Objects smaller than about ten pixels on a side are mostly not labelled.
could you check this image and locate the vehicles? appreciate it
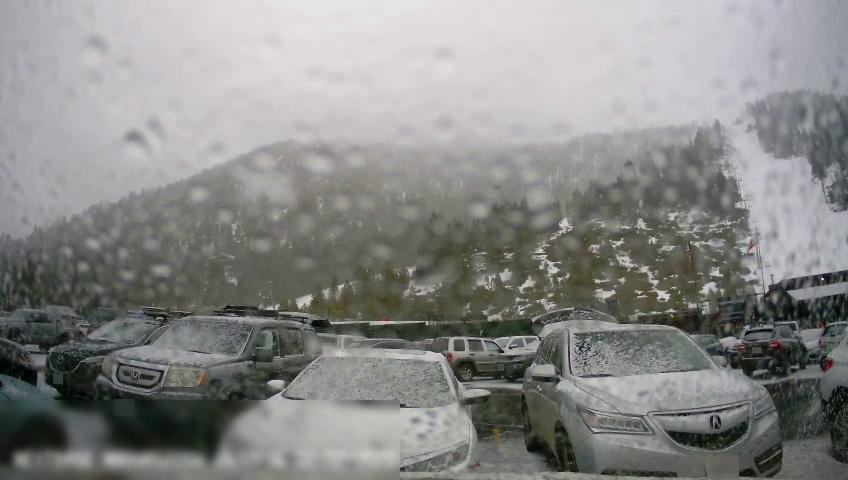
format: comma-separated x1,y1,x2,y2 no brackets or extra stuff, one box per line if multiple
719,336,742,347
799,328,823,366
728,340,743,369
95,316,324,461
0,373,71,467
820,335,848,464
493,335,538,352
216,348,492,473
503,321,564,384
818,321,848,370
343,337,422,351
0,308,80,354
0,337,40,388
44,318,169,412
316,333,362,354
520,321,783,480
686,334,726,357
740,326,809,378
429,336,506,382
